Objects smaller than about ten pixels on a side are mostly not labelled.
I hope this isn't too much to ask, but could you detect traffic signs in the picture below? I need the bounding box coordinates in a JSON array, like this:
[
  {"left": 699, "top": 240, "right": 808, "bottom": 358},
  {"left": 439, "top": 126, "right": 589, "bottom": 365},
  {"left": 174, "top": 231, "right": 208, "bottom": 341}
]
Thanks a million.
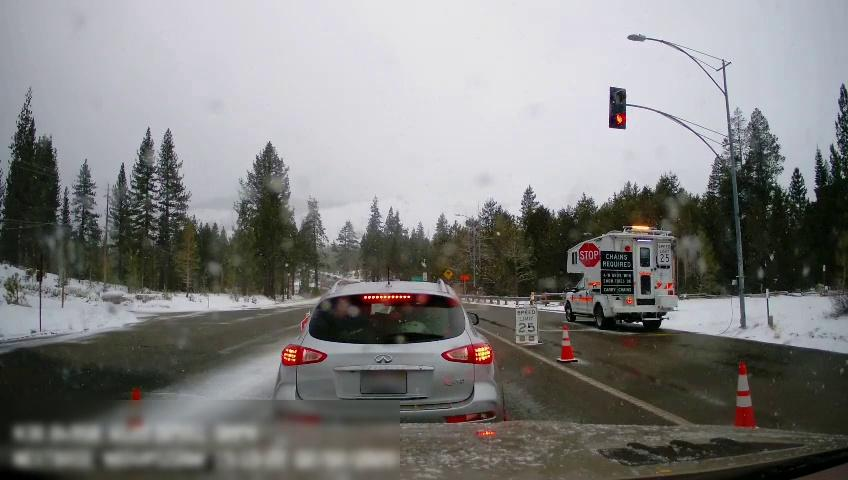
[
  {"left": 443, "top": 269, "right": 455, "bottom": 282},
  {"left": 299, "top": 312, "right": 315, "bottom": 334},
  {"left": 599, "top": 250, "right": 634, "bottom": 272},
  {"left": 600, "top": 269, "right": 635, "bottom": 296},
  {"left": 577, "top": 242, "right": 601, "bottom": 269},
  {"left": 458, "top": 274, "right": 471, "bottom": 281},
  {"left": 657, "top": 241, "right": 673, "bottom": 266},
  {"left": 412, "top": 276, "right": 423, "bottom": 283},
  {"left": 513, "top": 304, "right": 538, "bottom": 337}
]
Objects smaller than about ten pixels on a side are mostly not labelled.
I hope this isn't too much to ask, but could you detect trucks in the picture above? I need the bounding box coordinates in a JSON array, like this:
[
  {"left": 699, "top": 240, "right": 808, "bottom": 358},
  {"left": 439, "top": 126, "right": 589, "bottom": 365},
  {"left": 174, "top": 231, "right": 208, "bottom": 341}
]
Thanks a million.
[{"left": 564, "top": 226, "right": 682, "bottom": 331}]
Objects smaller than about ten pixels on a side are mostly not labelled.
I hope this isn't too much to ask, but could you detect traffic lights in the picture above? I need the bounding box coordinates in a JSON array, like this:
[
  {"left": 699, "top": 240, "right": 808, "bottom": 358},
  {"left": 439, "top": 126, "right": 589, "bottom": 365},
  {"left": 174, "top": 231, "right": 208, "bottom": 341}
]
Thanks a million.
[{"left": 608, "top": 85, "right": 627, "bottom": 130}]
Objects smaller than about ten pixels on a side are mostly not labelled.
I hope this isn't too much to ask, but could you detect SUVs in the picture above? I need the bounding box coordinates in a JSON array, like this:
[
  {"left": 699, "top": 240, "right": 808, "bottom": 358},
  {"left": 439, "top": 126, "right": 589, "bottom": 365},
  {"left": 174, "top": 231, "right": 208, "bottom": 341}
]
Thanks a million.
[{"left": 271, "top": 278, "right": 503, "bottom": 424}]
